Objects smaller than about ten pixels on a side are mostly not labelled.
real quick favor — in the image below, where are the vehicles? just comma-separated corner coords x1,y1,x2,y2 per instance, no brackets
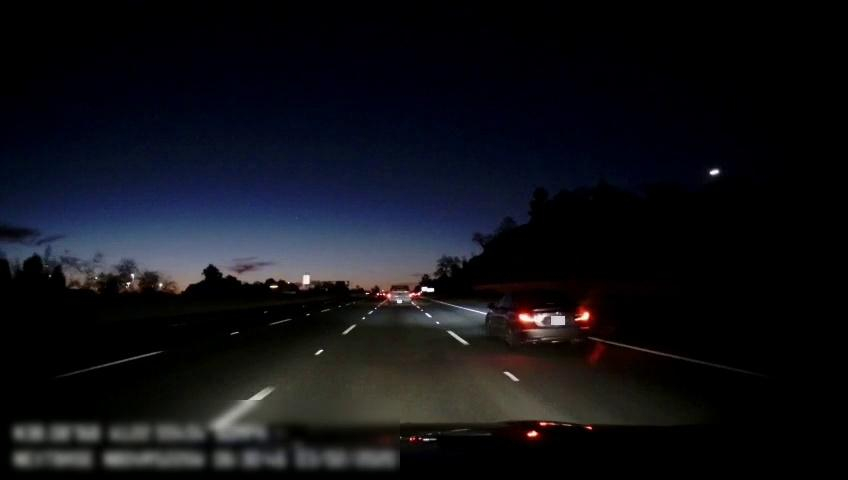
483,286,592,349
375,291,387,298
386,283,412,310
